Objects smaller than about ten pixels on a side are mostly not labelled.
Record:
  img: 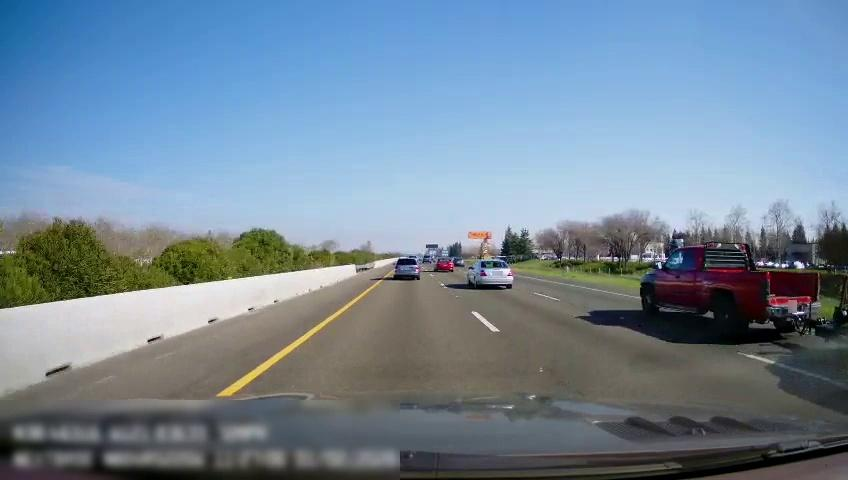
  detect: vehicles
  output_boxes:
[393,256,420,279]
[454,257,463,268]
[467,259,514,290]
[638,245,848,343]
[421,254,433,265]
[434,255,456,272]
